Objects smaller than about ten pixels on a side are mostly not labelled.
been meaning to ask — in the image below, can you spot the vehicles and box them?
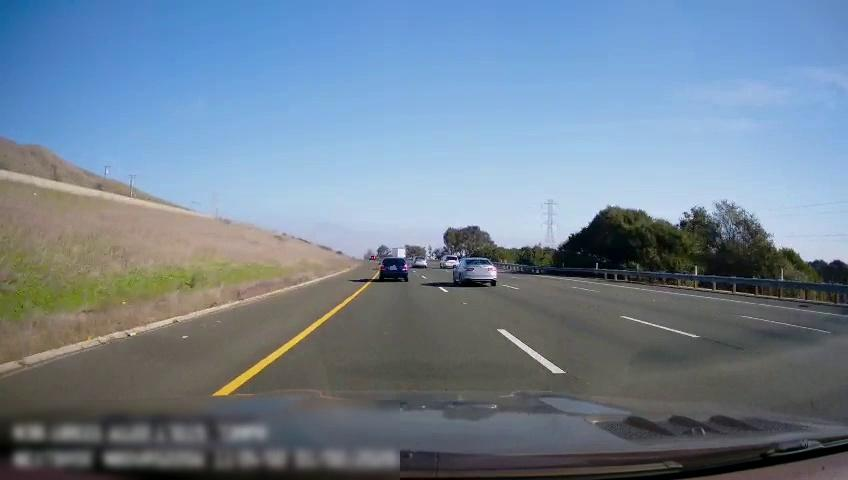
[412,256,427,268]
[451,257,498,287]
[439,255,458,270]
[379,257,408,280]
[389,248,406,258]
